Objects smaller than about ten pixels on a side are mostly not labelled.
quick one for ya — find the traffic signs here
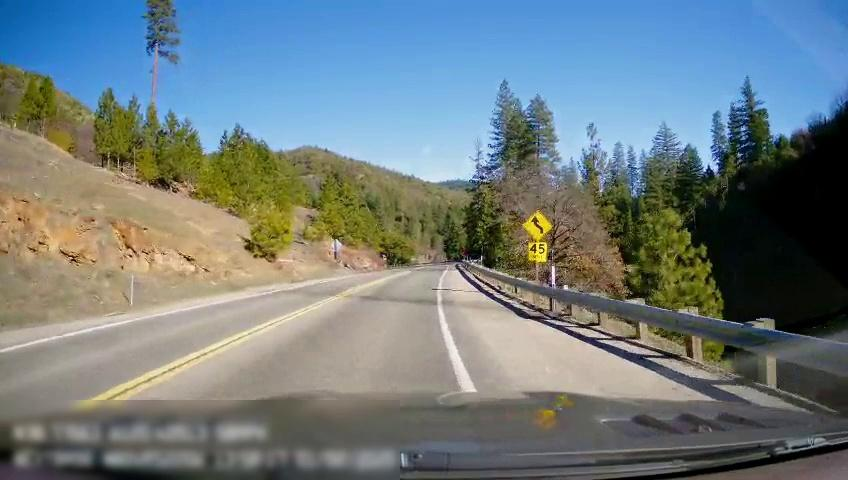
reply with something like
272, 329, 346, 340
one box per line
527, 242, 548, 263
521, 210, 551, 241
